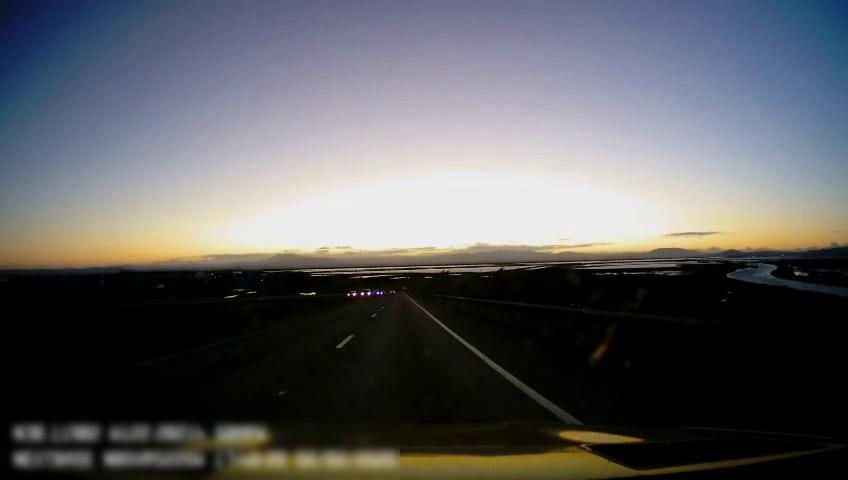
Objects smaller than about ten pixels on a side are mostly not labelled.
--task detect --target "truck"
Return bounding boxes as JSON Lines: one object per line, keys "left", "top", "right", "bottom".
{"left": 360, "top": 288, "right": 373, "bottom": 297}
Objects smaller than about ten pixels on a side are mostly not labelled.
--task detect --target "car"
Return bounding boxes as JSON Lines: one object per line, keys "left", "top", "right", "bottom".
{"left": 346, "top": 290, "right": 358, "bottom": 298}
